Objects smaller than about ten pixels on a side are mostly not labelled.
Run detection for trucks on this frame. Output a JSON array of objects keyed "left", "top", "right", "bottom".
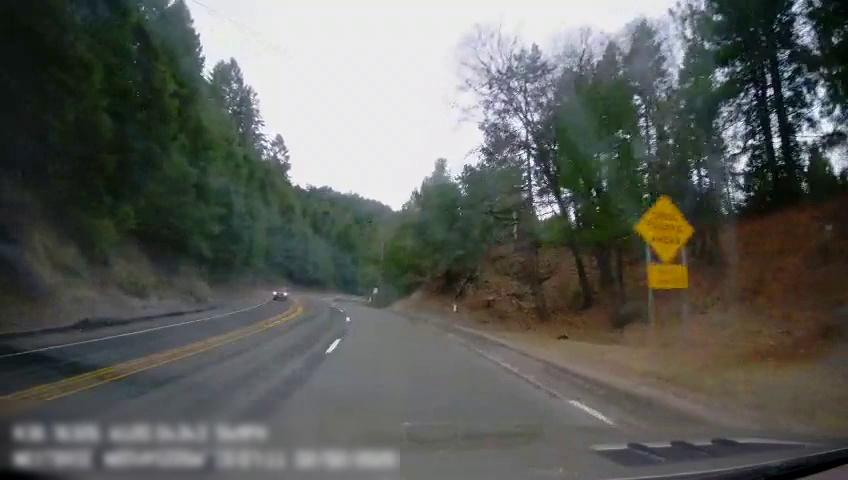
[{"left": 272, "top": 288, "right": 288, "bottom": 301}]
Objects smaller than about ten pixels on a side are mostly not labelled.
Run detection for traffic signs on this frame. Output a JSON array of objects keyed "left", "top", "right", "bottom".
[
  {"left": 633, "top": 193, "right": 695, "bottom": 262},
  {"left": 648, "top": 264, "right": 689, "bottom": 290}
]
